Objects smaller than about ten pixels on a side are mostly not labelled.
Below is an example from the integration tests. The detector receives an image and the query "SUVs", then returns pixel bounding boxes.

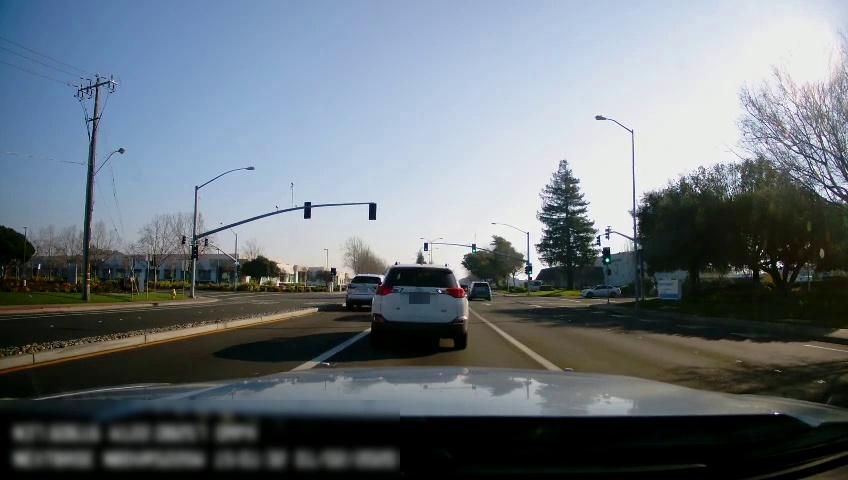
[345,273,381,309]
[368,260,470,350]
[466,281,492,301]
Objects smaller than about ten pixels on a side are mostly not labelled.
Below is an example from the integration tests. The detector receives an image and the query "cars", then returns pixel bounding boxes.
[580,283,623,300]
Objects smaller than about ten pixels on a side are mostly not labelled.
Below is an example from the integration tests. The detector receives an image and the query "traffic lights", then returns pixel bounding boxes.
[193,245,199,261]
[471,244,477,255]
[604,225,611,240]
[368,202,377,222]
[595,234,602,249]
[303,201,312,220]
[601,246,613,265]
